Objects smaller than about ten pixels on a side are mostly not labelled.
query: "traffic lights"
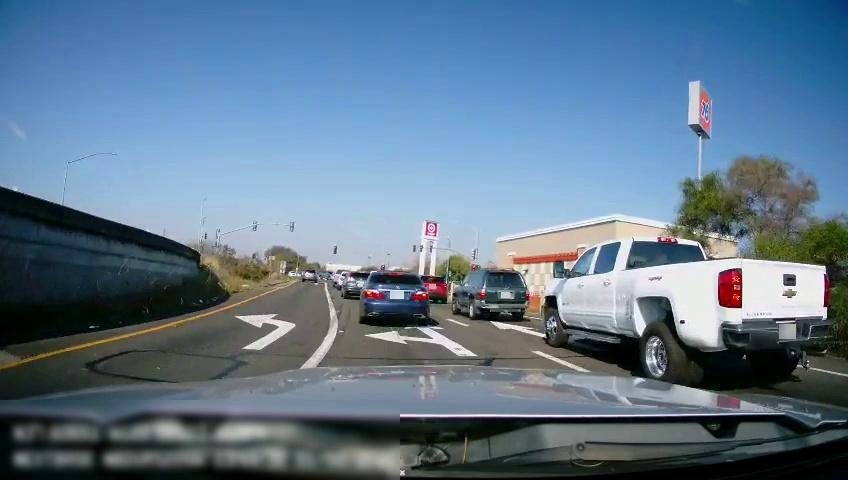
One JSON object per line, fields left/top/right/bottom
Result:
{"left": 252, "top": 220, "right": 258, "bottom": 232}
{"left": 289, "top": 221, "right": 295, "bottom": 233}
{"left": 471, "top": 247, "right": 479, "bottom": 261}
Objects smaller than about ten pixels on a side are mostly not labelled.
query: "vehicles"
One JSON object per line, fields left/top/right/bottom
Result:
{"left": 419, "top": 275, "right": 448, "bottom": 305}
{"left": 357, "top": 270, "right": 430, "bottom": 324}
{"left": 451, "top": 267, "right": 531, "bottom": 321}
{"left": 318, "top": 271, "right": 333, "bottom": 281}
{"left": 339, "top": 271, "right": 374, "bottom": 300}
{"left": 336, "top": 271, "right": 351, "bottom": 292}
{"left": 539, "top": 235, "right": 834, "bottom": 389}
{"left": 331, "top": 268, "right": 352, "bottom": 288}
{"left": 302, "top": 269, "right": 318, "bottom": 284}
